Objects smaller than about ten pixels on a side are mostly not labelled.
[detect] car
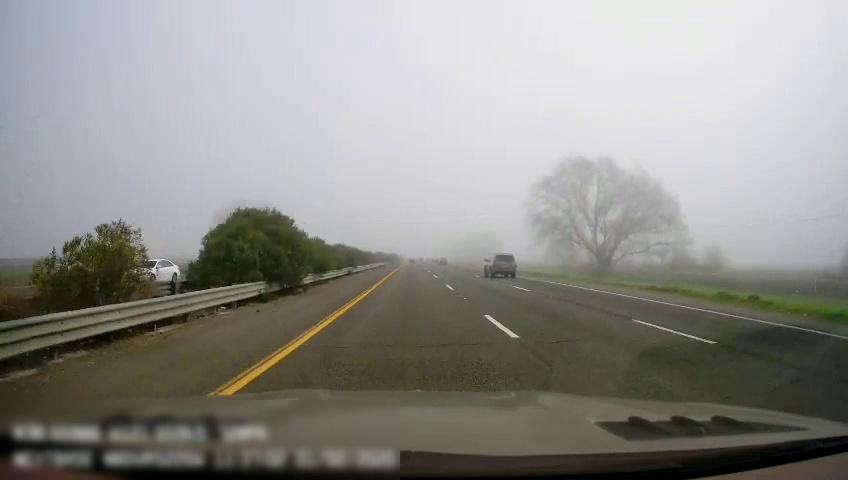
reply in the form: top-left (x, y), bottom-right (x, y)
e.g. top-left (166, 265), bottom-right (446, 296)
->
top-left (139, 258), bottom-right (181, 285)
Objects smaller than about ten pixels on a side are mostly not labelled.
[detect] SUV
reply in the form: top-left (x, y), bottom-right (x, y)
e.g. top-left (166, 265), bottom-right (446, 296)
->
top-left (483, 254), bottom-right (517, 279)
